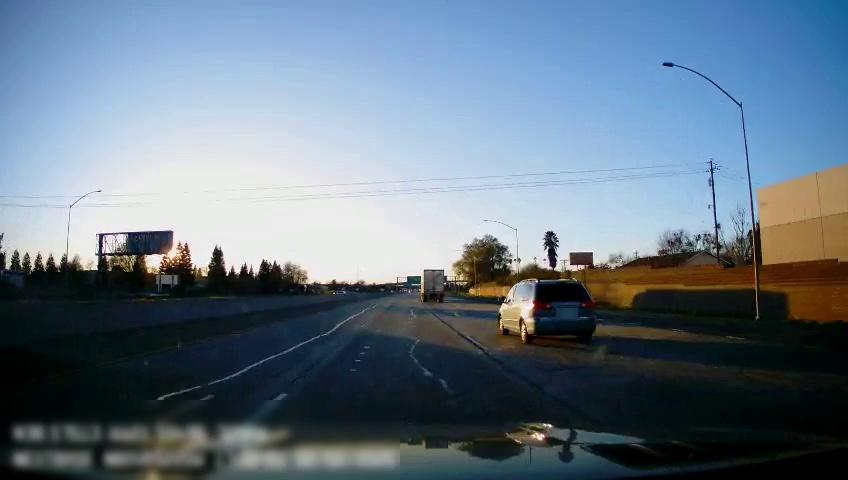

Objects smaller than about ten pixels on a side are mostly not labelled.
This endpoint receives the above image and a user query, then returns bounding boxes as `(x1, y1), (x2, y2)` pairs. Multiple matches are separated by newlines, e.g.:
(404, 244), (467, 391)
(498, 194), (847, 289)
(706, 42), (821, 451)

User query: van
(497, 278), (597, 345)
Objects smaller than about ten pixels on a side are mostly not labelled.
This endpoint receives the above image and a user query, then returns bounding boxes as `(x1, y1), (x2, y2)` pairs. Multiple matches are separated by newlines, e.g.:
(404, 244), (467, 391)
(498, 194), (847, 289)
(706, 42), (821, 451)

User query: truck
(420, 269), (444, 302)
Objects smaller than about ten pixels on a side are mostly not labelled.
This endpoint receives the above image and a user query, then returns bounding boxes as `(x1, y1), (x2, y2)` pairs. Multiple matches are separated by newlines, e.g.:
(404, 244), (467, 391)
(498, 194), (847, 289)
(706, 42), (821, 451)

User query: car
(335, 291), (347, 296)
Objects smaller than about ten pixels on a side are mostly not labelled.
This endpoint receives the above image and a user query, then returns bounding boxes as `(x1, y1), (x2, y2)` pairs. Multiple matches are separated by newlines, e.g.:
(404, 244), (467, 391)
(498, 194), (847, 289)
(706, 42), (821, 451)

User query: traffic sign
(407, 275), (421, 284)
